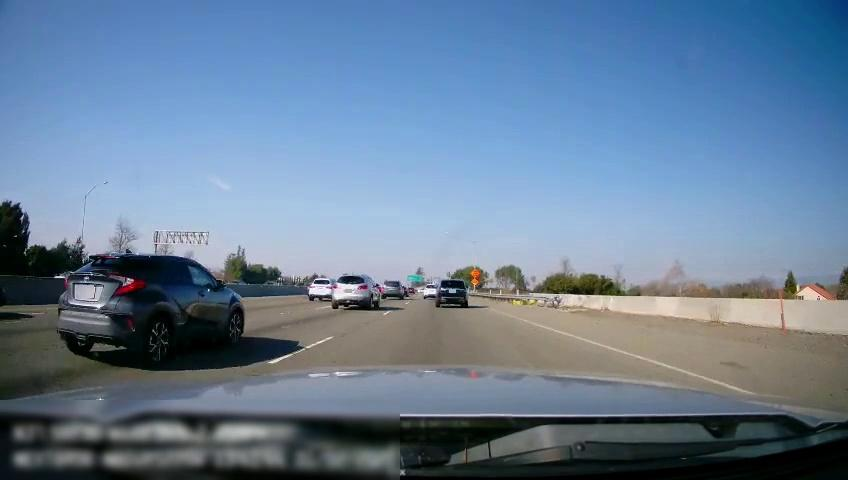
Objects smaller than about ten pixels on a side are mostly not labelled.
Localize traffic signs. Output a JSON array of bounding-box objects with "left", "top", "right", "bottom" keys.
[{"left": 470, "top": 266, "right": 483, "bottom": 279}]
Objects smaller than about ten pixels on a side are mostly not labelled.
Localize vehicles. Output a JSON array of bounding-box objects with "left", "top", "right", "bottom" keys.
[
  {"left": 0, "top": 282, "right": 7, "bottom": 310},
  {"left": 330, "top": 273, "right": 382, "bottom": 310},
  {"left": 380, "top": 280, "right": 405, "bottom": 300},
  {"left": 55, "top": 248, "right": 246, "bottom": 370},
  {"left": 423, "top": 283, "right": 440, "bottom": 300},
  {"left": 308, "top": 277, "right": 337, "bottom": 301},
  {"left": 435, "top": 279, "right": 468, "bottom": 309}
]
